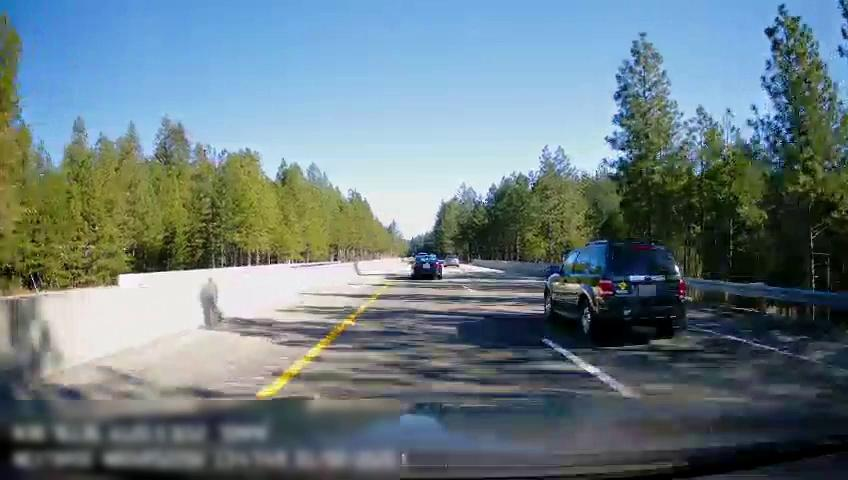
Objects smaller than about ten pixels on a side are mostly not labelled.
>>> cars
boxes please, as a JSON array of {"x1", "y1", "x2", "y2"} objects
[
  {"x1": 413, "y1": 257, "x2": 441, "y2": 281},
  {"x1": 445, "y1": 255, "x2": 459, "y2": 267}
]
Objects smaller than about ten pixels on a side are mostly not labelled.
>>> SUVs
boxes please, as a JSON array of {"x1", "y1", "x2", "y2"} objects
[{"x1": 542, "y1": 240, "x2": 688, "y2": 345}]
